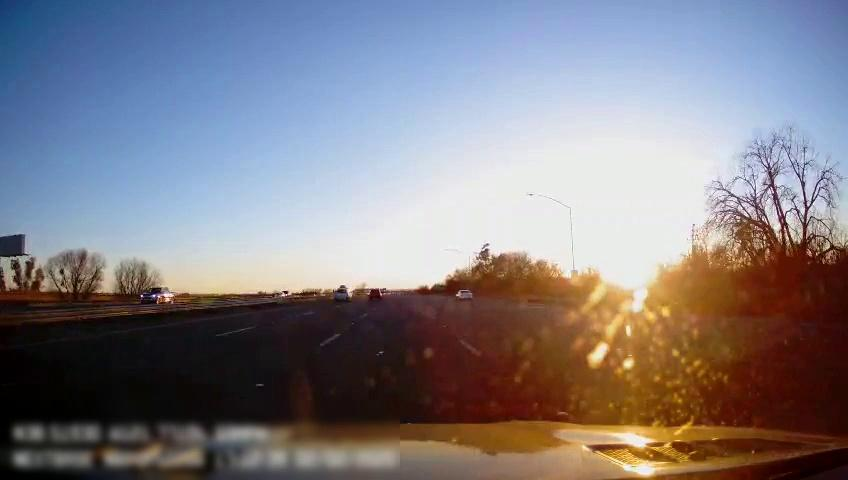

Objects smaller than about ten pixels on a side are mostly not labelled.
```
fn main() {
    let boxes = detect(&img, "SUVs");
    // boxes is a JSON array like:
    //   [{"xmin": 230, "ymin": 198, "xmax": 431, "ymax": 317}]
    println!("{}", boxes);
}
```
[
  {"xmin": 140, "ymin": 287, "xmax": 175, "ymax": 305},
  {"xmin": 334, "ymin": 285, "xmax": 353, "ymax": 303},
  {"xmin": 369, "ymin": 288, "xmax": 383, "ymax": 300}
]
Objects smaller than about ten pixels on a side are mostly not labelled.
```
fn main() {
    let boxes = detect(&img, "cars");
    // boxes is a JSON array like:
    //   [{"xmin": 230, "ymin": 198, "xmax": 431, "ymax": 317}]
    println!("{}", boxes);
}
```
[{"xmin": 455, "ymin": 289, "xmax": 473, "ymax": 300}]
